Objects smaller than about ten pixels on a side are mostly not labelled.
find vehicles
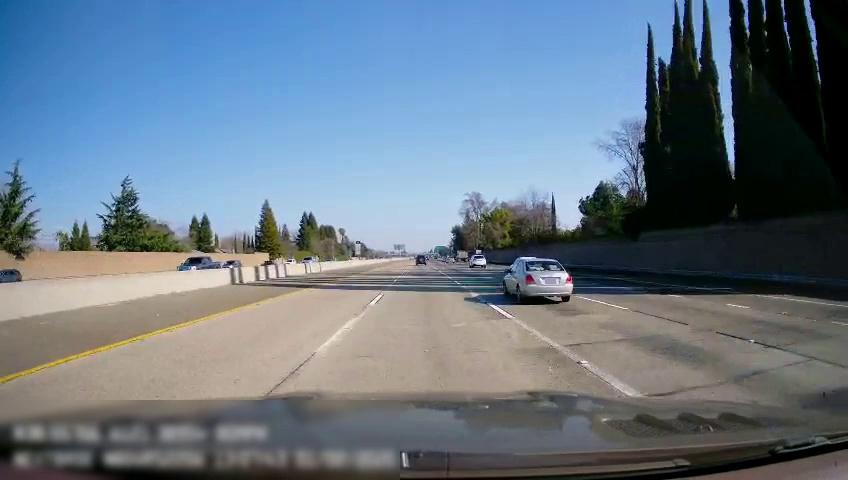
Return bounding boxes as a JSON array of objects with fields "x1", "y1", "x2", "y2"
[
  {"x1": 0, "y1": 269, "x2": 24, "y2": 283},
  {"x1": 283, "y1": 259, "x2": 297, "y2": 265},
  {"x1": 222, "y1": 259, "x2": 243, "y2": 268},
  {"x1": 299, "y1": 257, "x2": 319, "y2": 264},
  {"x1": 416, "y1": 254, "x2": 427, "y2": 266},
  {"x1": 176, "y1": 255, "x2": 223, "y2": 271},
  {"x1": 454, "y1": 250, "x2": 468, "y2": 263},
  {"x1": 469, "y1": 254, "x2": 486, "y2": 268},
  {"x1": 502, "y1": 257, "x2": 573, "y2": 305}
]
